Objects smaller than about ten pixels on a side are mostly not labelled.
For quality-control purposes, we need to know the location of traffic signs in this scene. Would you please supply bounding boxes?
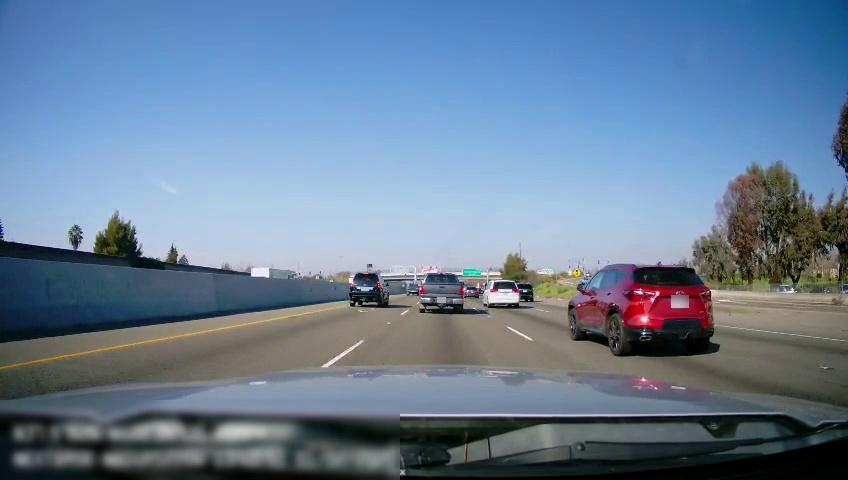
[464,269,481,277]
[366,262,373,275]
[574,270,582,281]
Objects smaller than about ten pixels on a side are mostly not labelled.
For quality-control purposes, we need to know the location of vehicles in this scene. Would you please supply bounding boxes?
[418,272,465,315]
[567,262,715,357]
[515,282,535,303]
[482,280,520,309]
[464,286,480,298]
[348,271,390,309]
[405,283,421,296]
[249,267,289,281]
